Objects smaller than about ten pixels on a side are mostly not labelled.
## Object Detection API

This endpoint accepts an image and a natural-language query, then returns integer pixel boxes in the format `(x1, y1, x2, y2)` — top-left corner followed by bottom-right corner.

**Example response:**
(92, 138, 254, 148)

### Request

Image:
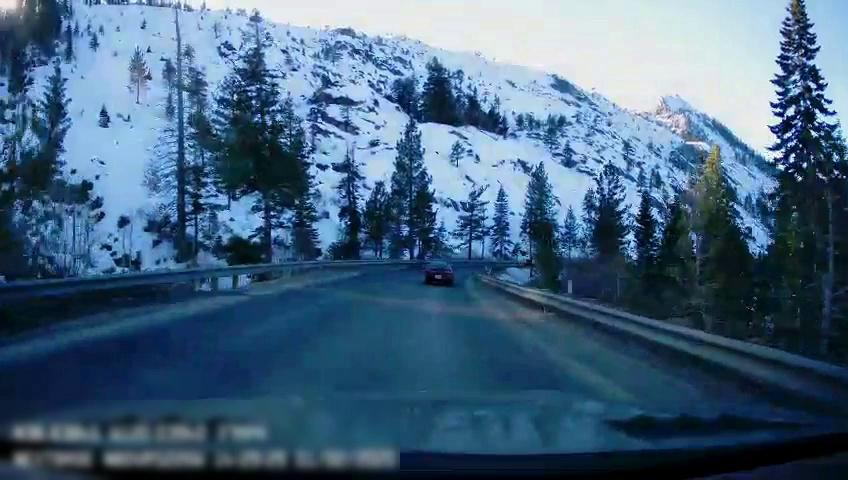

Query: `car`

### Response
(423, 263, 454, 287)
